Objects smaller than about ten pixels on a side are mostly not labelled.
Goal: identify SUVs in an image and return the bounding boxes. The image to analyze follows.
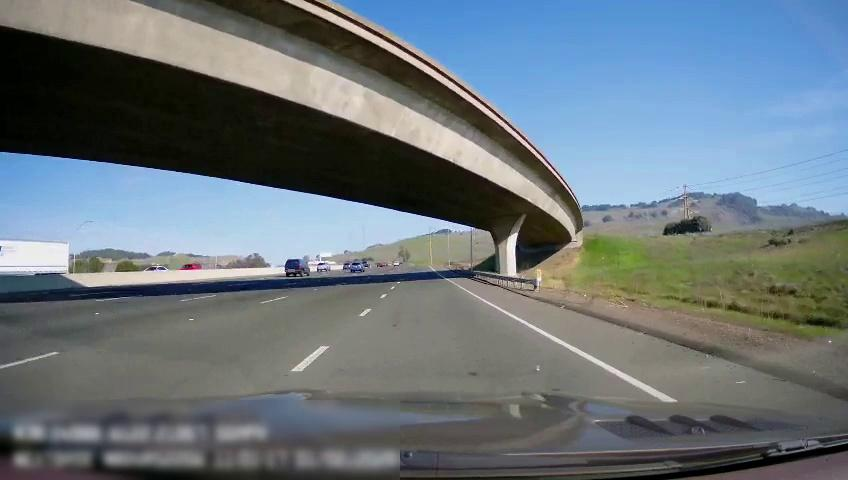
[284,258,311,277]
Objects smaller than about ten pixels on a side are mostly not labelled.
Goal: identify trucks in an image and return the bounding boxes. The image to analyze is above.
[0,239,71,278]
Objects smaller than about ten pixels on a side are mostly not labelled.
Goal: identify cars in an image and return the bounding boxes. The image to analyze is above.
[143,265,169,273]
[349,262,365,273]
[316,262,331,273]
[179,263,203,271]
